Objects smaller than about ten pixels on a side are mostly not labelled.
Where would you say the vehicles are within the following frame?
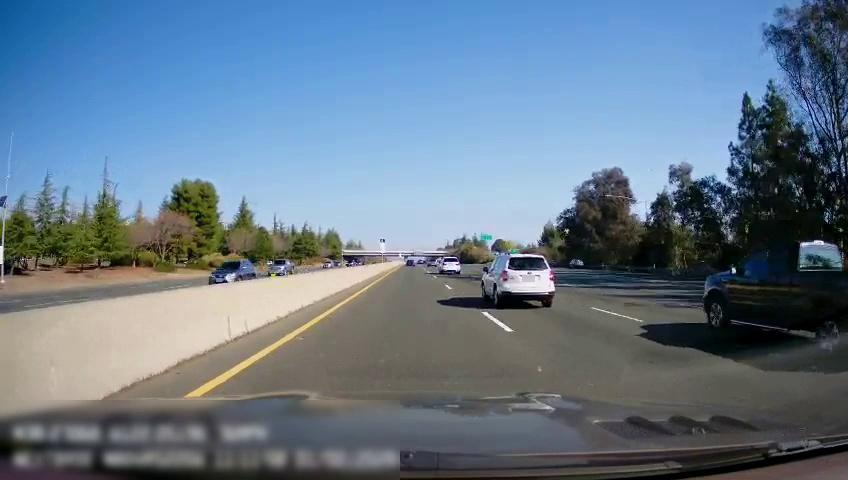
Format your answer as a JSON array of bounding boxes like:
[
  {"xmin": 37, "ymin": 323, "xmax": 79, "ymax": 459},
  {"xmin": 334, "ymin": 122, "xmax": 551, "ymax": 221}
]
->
[
  {"xmin": 479, "ymin": 253, "xmax": 557, "ymax": 309},
  {"xmin": 266, "ymin": 259, "xmax": 295, "ymax": 277},
  {"xmin": 209, "ymin": 259, "xmax": 256, "ymax": 284},
  {"xmin": 437, "ymin": 256, "xmax": 461, "ymax": 273},
  {"xmin": 320, "ymin": 260, "xmax": 334, "ymax": 269},
  {"xmin": 569, "ymin": 256, "xmax": 586, "ymax": 268},
  {"xmin": 427, "ymin": 258, "xmax": 438, "ymax": 267},
  {"xmin": 405, "ymin": 258, "xmax": 415, "ymax": 267},
  {"xmin": 704, "ymin": 240, "xmax": 848, "ymax": 339}
]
